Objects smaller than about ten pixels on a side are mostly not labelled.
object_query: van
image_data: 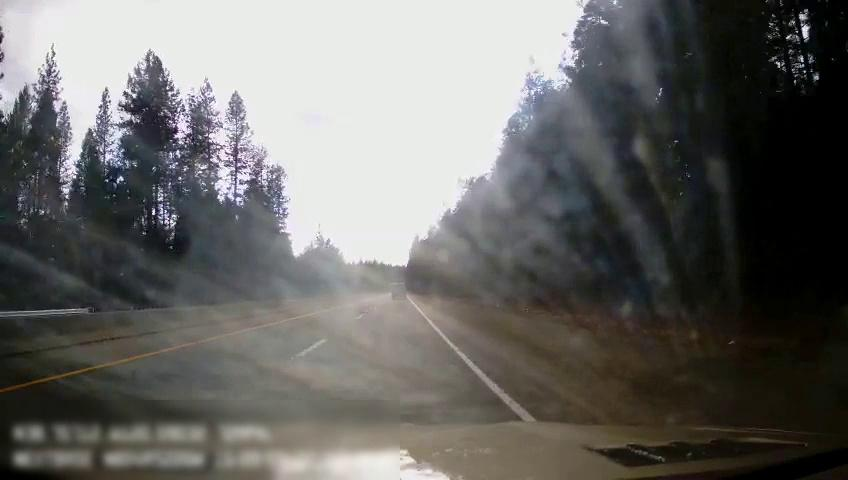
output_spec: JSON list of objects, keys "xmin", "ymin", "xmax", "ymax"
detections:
[{"xmin": 391, "ymin": 282, "xmax": 407, "ymax": 300}]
